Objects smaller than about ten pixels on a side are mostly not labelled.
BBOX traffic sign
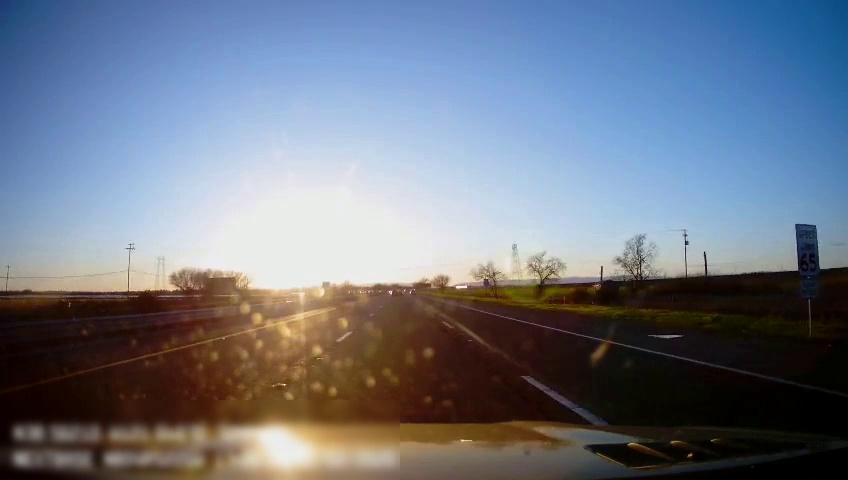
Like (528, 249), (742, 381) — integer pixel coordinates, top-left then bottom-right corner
(795, 224), (823, 299)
